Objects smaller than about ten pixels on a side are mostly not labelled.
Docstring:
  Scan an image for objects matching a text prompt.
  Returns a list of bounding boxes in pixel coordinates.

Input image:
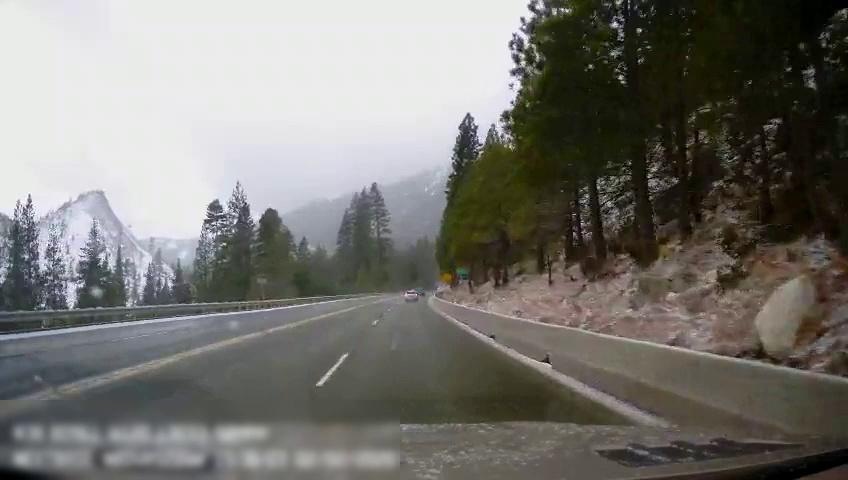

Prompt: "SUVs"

[404,289,419,302]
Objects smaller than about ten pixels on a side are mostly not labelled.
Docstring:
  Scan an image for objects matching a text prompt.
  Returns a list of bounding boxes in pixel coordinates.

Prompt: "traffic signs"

[456,267,470,275]
[441,272,452,282]
[459,274,470,281]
